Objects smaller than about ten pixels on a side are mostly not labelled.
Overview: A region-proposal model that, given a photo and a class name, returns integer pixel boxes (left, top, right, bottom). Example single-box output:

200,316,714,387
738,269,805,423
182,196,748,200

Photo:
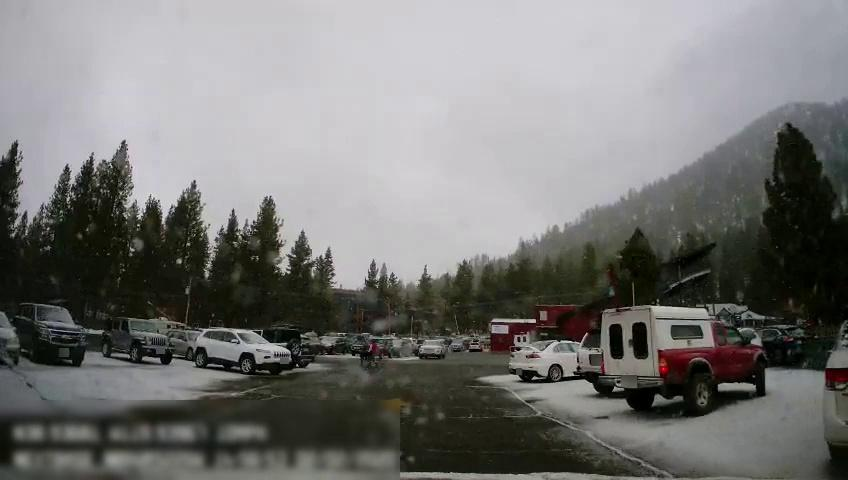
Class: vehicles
755,325,810,362
508,339,580,384
597,305,768,417
823,321,848,467
168,328,202,361
101,316,174,366
351,335,366,356
320,336,346,354
371,338,402,358
251,328,303,371
297,334,314,369
419,340,443,358
0,311,19,367
192,328,292,376
572,328,614,395
737,327,762,346
7,302,88,369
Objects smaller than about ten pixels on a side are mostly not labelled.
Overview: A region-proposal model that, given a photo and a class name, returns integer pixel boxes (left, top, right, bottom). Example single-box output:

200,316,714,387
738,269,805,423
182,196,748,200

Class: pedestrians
372,343,379,363
366,344,374,364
